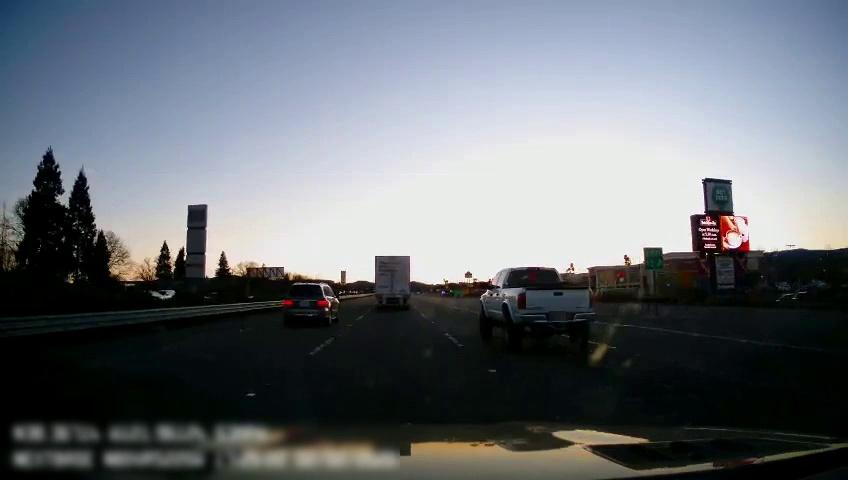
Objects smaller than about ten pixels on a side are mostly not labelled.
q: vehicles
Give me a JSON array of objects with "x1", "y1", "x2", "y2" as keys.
[
  {"x1": 144, "y1": 290, "x2": 168, "y2": 302},
  {"x1": 479, "y1": 265, "x2": 598, "y2": 353},
  {"x1": 282, "y1": 283, "x2": 341, "y2": 326},
  {"x1": 158, "y1": 290, "x2": 176, "y2": 299},
  {"x1": 374, "y1": 256, "x2": 411, "y2": 310},
  {"x1": 204, "y1": 291, "x2": 218, "y2": 303}
]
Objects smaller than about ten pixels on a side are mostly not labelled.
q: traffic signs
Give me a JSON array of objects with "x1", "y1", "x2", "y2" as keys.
[{"x1": 643, "y1": 246, "x2": 665, "y2": 272}]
